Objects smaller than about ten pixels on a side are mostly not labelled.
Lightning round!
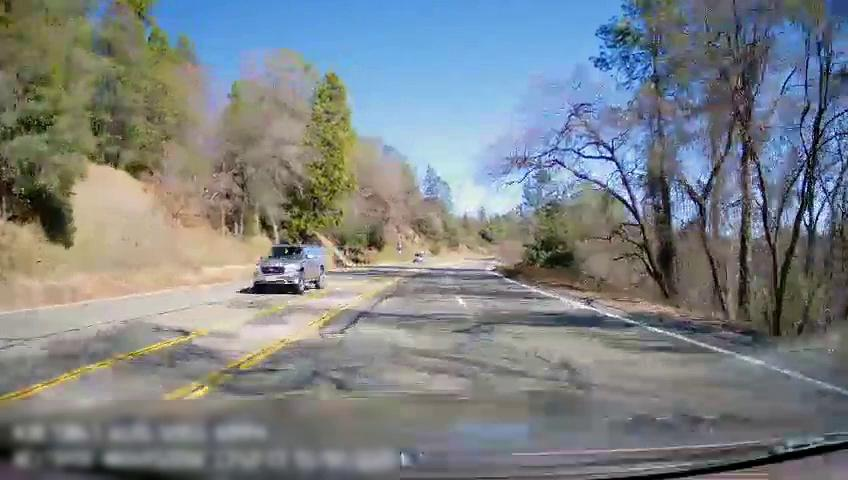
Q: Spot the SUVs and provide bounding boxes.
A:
[252,244,328,296]
[412,251,425,263]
